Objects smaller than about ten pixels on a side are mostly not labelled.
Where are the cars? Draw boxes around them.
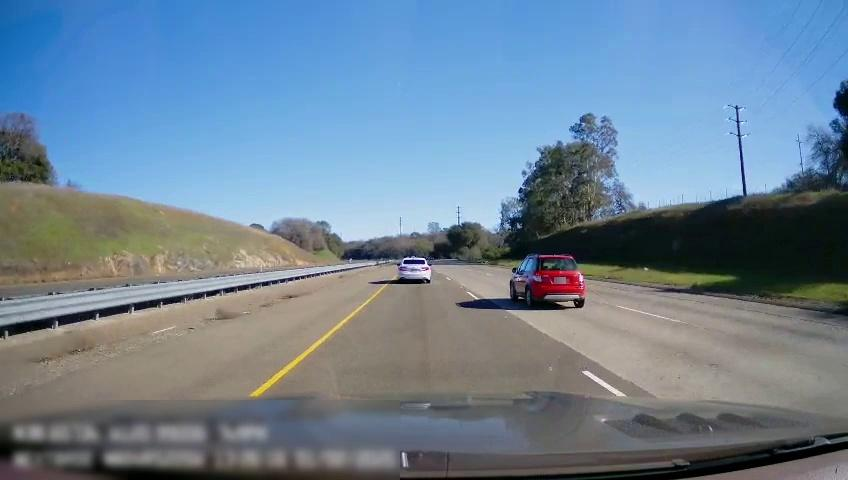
[510,254,586,309]
[397,258,433,284]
